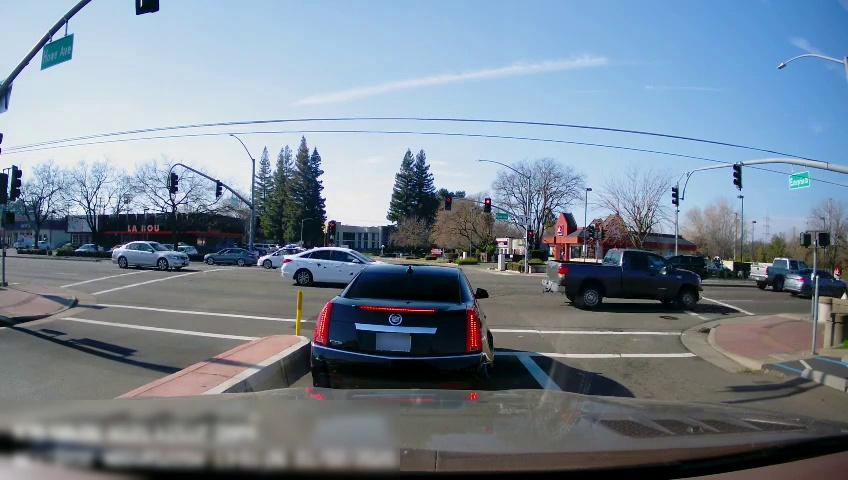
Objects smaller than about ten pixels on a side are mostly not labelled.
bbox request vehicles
[544,248,702,310]
[204,247,257,267]
[162,244,177,251]
[280,247,380,287]
[76,244,103,254]
[310,263,495,391]
[750,257,815,290]
[173,245,198,256]
[257,247,307,270]
[784,269,848,298]
[112,241,190,271]
[662,256,711,280]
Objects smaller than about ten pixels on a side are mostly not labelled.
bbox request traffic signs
[789,171,811,189]
[496,213,508,220]
[40,33,75,70]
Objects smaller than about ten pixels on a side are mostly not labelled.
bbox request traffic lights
[135,0,160,16]
[170,173,179,193]
[215,180,223,197]
[484,198,491,213]
[10,165,23,203]
[0,173,9,205]
[600,226,606,239]
[588,226,595,239]
[328,221,336,234]
[670,187,679,206]
[732,162,742,188]
[3,211,15,225]
[815,232,831,248]
[527,229,534,242]
[799,232,814,248]
[0,132,4,153]
[445,196,452,211]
